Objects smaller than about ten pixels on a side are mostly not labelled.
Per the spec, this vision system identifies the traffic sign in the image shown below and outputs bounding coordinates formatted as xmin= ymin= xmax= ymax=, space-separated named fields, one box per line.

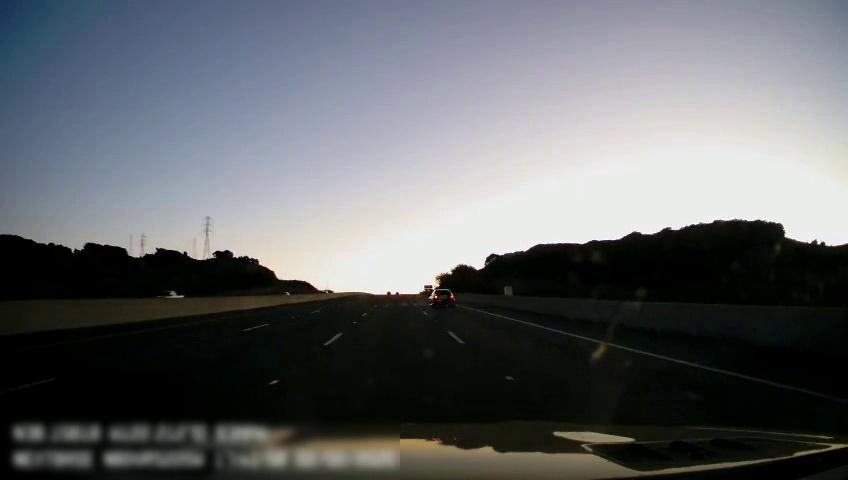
xmin=504 ymin=286 xmax=514 ymax=297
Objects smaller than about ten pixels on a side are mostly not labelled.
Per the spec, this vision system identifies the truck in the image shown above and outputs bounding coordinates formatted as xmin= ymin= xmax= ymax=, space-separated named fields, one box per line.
xmin=157 ymin=290 xmax=184 ymax=299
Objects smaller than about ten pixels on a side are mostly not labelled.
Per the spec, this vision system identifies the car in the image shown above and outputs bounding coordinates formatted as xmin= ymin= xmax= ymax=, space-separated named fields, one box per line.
xmin=426 ymin=288 xmax=456 ymax=312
